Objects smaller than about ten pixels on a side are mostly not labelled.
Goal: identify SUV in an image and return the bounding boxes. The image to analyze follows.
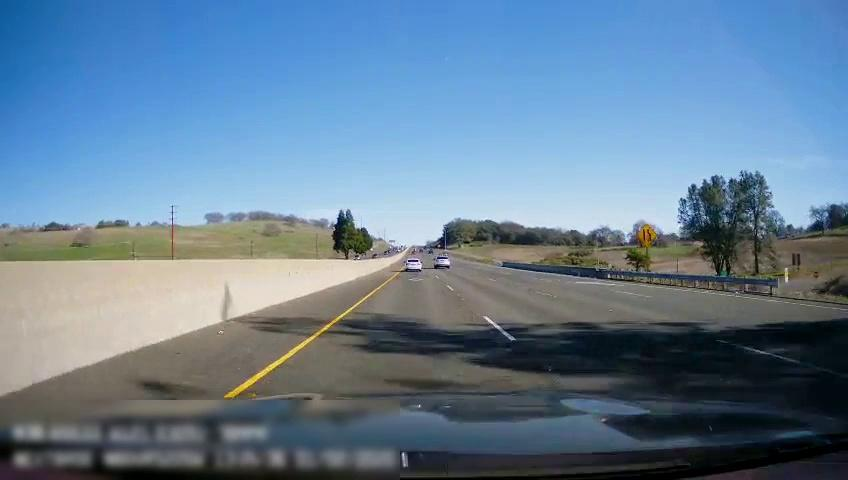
[433,256,450,269]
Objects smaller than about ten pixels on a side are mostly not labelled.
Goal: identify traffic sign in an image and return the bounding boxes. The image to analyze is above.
[636,223,658,247]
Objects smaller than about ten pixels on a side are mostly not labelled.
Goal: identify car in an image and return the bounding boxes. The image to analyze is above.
[403,258,422,272]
